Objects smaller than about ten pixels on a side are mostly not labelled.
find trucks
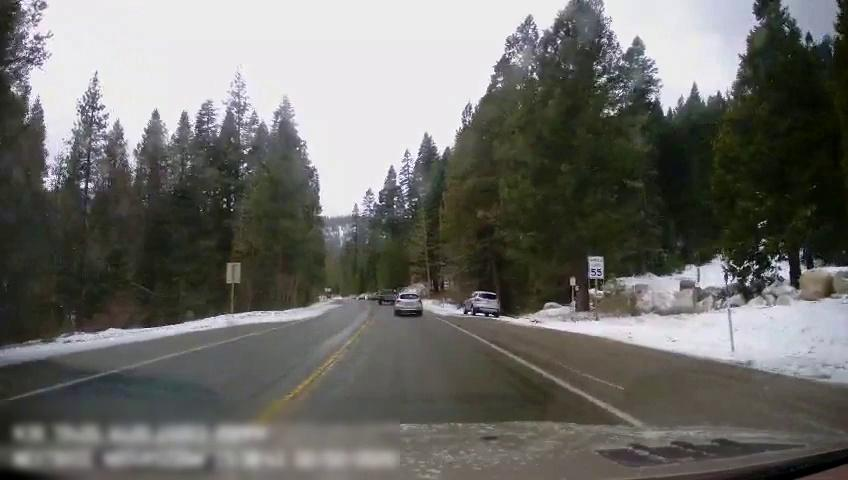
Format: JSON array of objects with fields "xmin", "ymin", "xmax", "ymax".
[{"xmin": 378, "ymin": 289, "xmax": 396, "ymax": 304}]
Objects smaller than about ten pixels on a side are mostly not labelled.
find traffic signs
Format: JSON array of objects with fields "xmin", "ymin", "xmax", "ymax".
[{"xmin": 588, "ymin": 256, "xmax": 604, "ymax": 279}]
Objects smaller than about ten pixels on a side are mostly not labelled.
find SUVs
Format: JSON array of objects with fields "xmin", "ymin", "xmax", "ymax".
[
  {"xmin": 463, "ymin": 291, "xmax": 500, "ymax": 317},
  {"xmin": 394, "ymin": 292, "xmax": 423, "ymax": 316}
]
